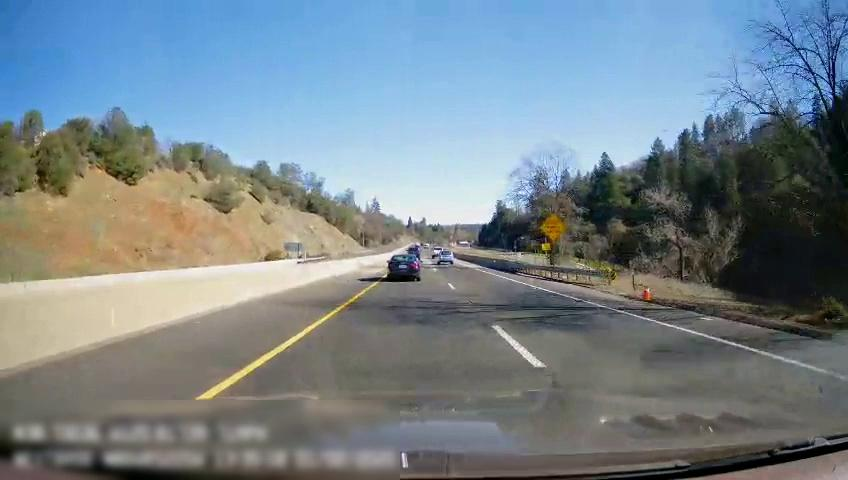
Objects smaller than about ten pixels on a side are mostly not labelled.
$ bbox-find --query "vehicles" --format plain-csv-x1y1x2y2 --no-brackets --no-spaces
385,253,422,282
407,248,421,261
437,249,456,265
432,246,444,257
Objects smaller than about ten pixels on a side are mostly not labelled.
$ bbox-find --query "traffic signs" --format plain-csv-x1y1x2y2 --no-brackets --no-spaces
540,213,567,242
